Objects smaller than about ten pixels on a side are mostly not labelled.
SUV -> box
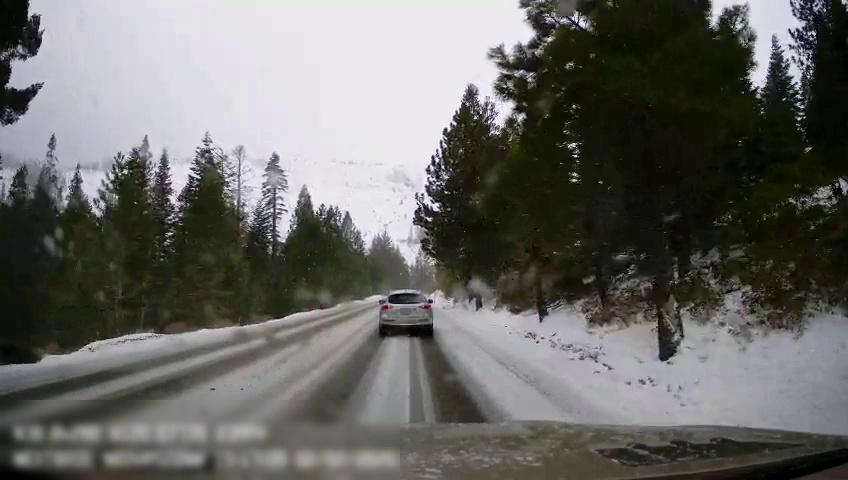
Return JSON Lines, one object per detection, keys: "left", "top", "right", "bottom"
{"left": 379, "top": 290, "right": 435, "bottom": 336}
